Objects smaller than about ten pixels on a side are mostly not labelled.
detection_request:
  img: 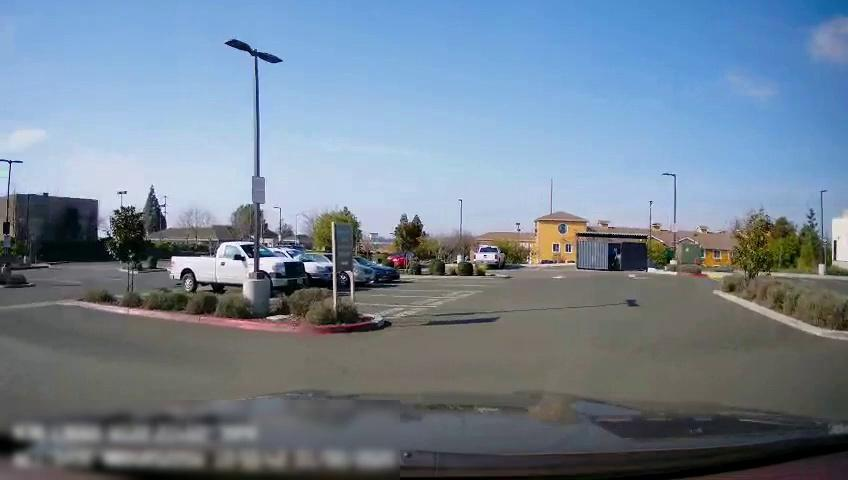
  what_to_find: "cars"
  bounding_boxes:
[319,252,375,287]
[271,245,332,279]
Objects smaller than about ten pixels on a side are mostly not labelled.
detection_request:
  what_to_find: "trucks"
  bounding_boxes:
[476,244,506,269]
[168,239,308,294]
